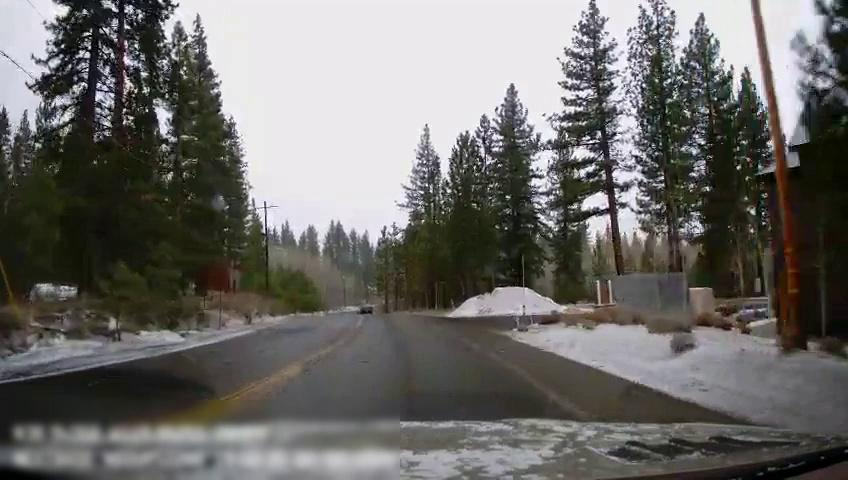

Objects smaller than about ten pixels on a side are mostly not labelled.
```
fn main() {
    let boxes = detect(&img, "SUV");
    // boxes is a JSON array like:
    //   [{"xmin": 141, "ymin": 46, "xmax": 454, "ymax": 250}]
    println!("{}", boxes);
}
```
[{"xmin": 359, "ymin": 301, "xmax": 376, "ymax": 315}]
